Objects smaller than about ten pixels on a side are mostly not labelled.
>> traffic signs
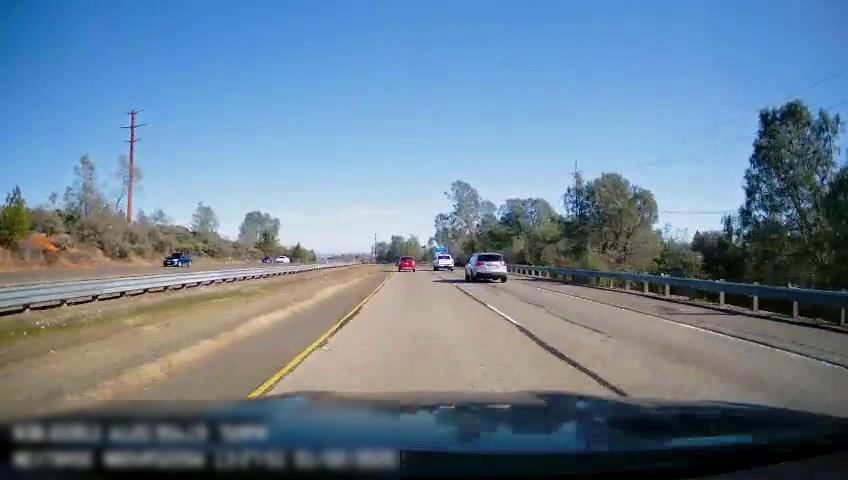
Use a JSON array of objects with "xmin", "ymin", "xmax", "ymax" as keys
[{"xmin": 432, "ymin": 246, "xmax": 449, "ymax": 254}]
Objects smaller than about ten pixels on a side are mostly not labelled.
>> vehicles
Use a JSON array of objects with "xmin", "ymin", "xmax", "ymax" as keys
[
  {"xmin": 464, "ymin": 252, "xmax": 507, "ymax": 284},
  {"xmin": 397, "ymin": 255, "xmax": 416, "ymax": 272},
  {"xmin": 274, "ymin": 256, "xmax": 290, "ymax": 264},
  {"xmin": 432, "ymin": 253, "xmax": 455, "ymax": 272},
  {"xmin": 162, "ymin": 252, "xmax": 192, "ymax": 268},
  {"xmin": 262, "ymin": 256, "xmax": 273, "ymax": 264}
]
